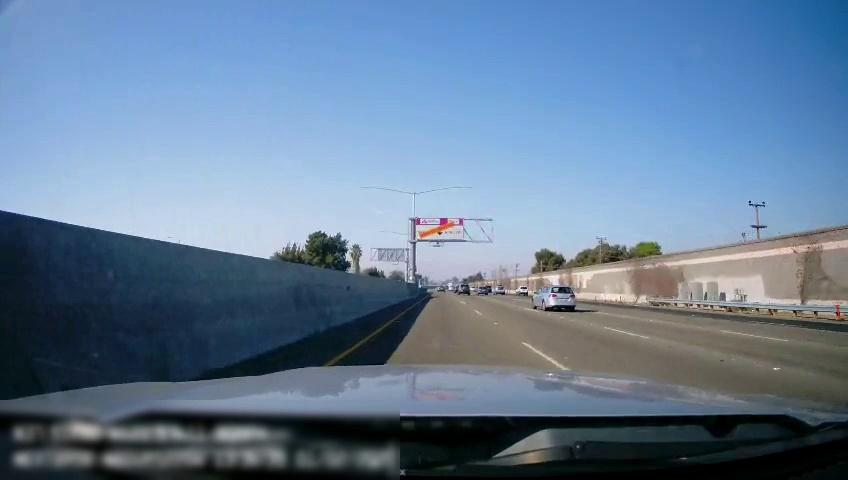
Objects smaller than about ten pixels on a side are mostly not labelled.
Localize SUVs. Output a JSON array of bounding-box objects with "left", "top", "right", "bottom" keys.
[
  {"left": 516, "top": 286, "right": 529, "bottom": 296},
  {"left": 493, "top": 284, "right": 506, "bottom": 295},
  {"left": 458, "top": 284, "right": 471, "bottom": 295}
]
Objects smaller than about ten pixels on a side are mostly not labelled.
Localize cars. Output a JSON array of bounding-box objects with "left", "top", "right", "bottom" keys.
[
  {"left": 532, "top": 286, "right": 576, "bottom": 312},
  {"left": 476, "top": 286, "right": 488, "bottom": 295}
]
